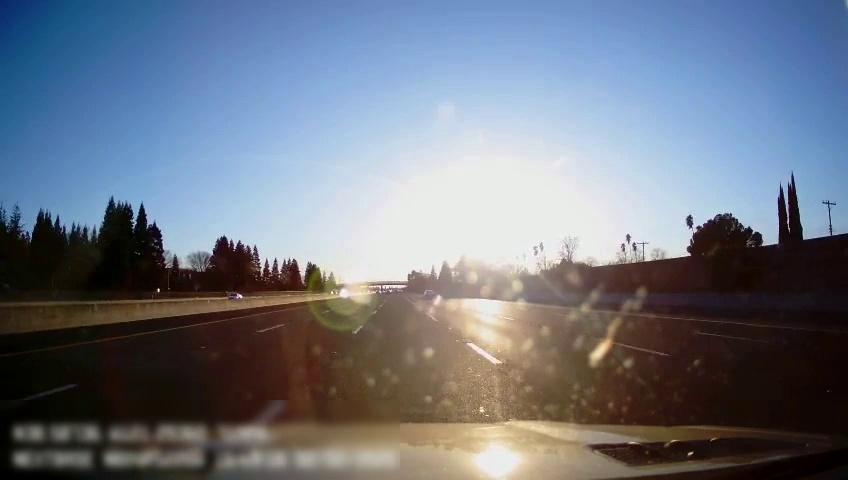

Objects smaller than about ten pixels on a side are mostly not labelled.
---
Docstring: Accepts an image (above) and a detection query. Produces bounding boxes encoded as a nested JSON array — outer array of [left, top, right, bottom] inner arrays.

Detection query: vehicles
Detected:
[[228, 292, 243, 300], [423, 289, 436, 299]]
